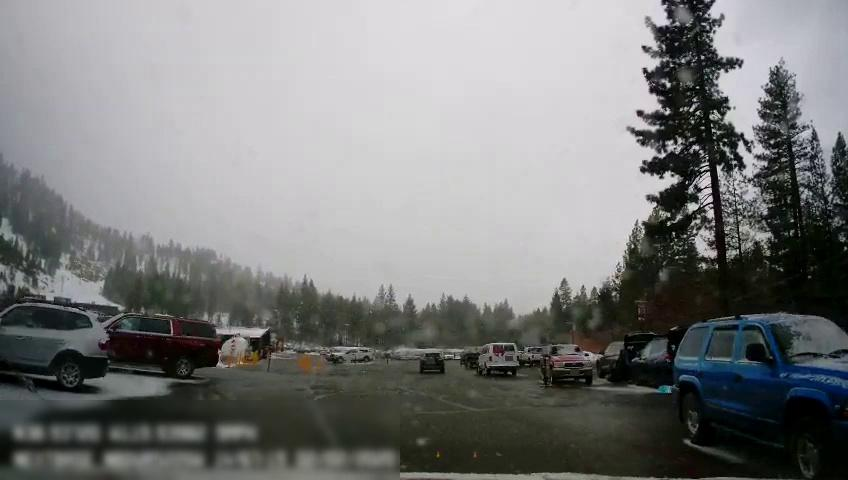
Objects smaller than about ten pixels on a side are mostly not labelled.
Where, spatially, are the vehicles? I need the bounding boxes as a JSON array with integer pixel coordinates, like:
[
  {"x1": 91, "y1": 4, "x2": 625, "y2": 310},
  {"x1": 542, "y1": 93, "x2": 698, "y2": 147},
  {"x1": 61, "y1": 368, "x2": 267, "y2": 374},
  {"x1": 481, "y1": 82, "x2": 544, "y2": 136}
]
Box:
[
  {"x1": 460, "y1": 346, "x2": 479, "y2": 370},
  {"x1": 419, "y1": 351, "x2": 445, "y2": 374},
  {"x1": 541, "y1": 344, "x2": 595, "y2": 387},
  {"x1": 520, "y1": 346, "x2": 542, "y2": 368},
  {"x1": 673, "y1": 314, "x2": 848, "y2": 480},
  {"x1": 101, "y1": 311, "x2": 222, "y2": 379},
  {"x1": 630, "y1": 337, "x2": 682, "y2": 388},
  {"x1": 595, "y1": 332, "x2": 658, "y2": 379},
  {"x1": 477, "y1": 343, "x2": 521, "y2": 379},
  {"x1": 329, "y1": 348, "x2": 374, "y2": 364},
  {"x1": 0, "y1": 300, "x2": 111, "y2": 389}
]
